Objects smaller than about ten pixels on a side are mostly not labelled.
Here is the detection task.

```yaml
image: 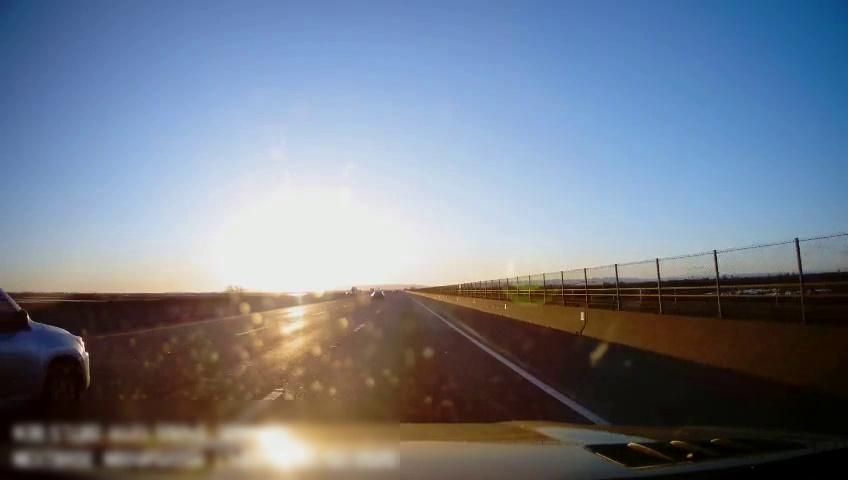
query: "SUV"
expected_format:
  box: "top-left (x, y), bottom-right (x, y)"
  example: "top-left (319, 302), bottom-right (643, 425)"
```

top-left (0, 288), bottom-right (91, 418)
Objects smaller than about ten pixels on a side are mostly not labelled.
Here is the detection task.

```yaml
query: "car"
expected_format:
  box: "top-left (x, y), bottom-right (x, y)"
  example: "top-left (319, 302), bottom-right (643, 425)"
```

top-left (371, 290), bottom-right (385, 301)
